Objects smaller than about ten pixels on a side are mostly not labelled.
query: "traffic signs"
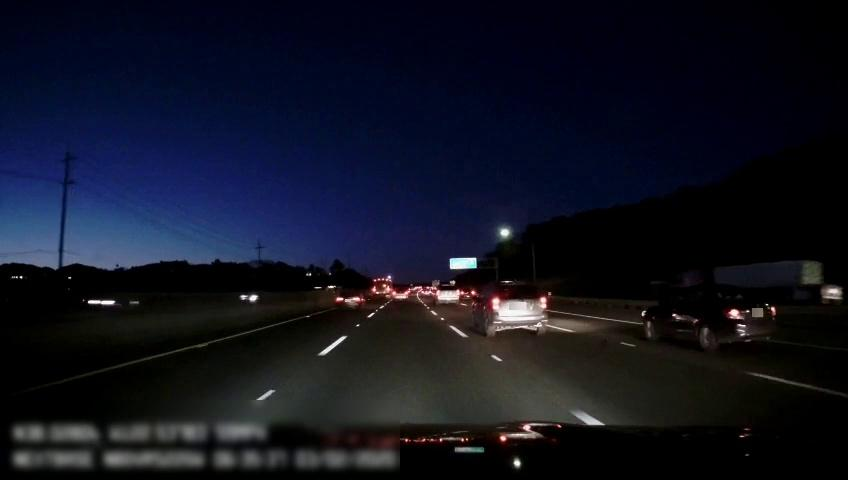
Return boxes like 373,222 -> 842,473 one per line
449,257 -> 477,270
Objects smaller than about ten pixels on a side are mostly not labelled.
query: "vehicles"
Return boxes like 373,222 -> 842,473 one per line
459,288 -> 474,300
394,286 -> 412,301
237,290 -> 262,305
434,285 -> 460,304
684,260 -> 824,307
473,283 -> 549,337
335,288 -> 367,313
82,292 -> 142,314
638,285 -> 777,354
369,278 -> 395,301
